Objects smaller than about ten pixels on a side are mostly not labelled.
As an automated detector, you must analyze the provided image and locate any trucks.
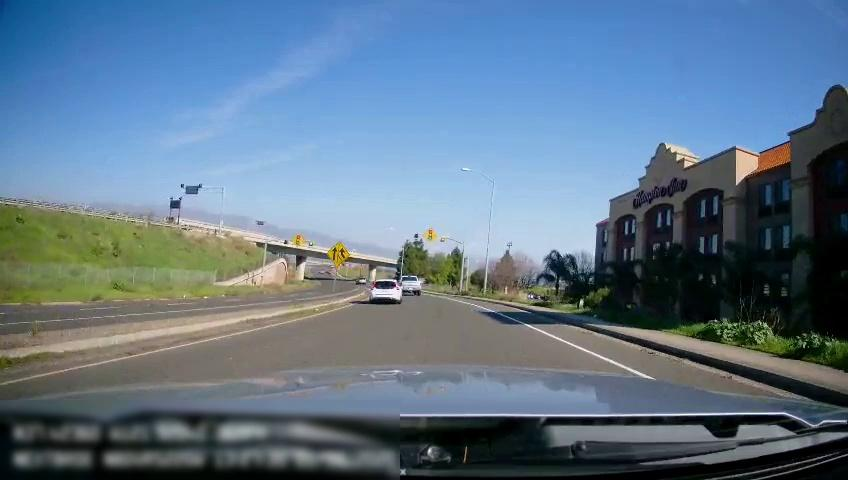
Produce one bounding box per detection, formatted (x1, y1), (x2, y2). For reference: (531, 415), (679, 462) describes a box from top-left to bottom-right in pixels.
(399, 276), (422, 296)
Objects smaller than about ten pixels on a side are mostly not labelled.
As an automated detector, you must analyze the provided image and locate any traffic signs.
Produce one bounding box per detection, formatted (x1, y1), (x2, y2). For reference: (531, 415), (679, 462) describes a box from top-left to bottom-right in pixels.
(293, 232), (306, 247)
(324, 241), (350, 268)
(423, 228), (438, 242)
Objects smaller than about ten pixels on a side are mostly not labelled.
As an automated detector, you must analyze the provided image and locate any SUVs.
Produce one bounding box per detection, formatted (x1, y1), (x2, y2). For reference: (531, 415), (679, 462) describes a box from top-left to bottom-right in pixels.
(369, 279), (403, 305)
